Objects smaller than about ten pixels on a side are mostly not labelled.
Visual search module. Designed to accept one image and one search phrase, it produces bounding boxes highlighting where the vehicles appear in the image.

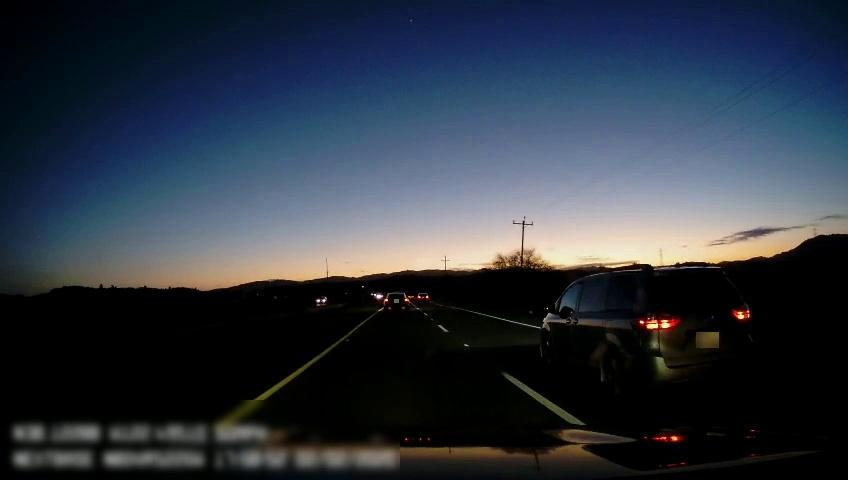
[417,293,431,305]
[384,292,411,314]
[538,264,760,416]
[315,295,329,304]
